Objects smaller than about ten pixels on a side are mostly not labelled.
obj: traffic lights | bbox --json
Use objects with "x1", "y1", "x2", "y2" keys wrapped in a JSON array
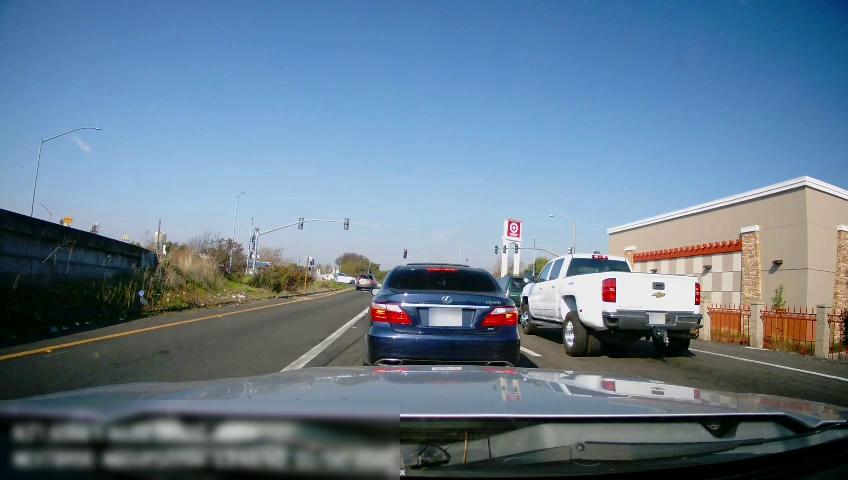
[
  {"x1": 343, "y1": 217, "x2": 350, "y2": 231},
  {"x1": 403, "y1": 248, "x2": 408, "y2": 260},
  {"x1": 494, "y1": 244, "x2": 499, "y2": 255},
  {"x1": 297, "y1": 217, "x2": 305, "y2": 230},
  {"x1": 502, "y1": 243, "x2": 507, "y2": 255},
  {"x1": 567, "y1": 247, "x2": 573, "y2": 261},
  {"x1": 513, "y1": 242, "x2": 519, "y2": 256}
]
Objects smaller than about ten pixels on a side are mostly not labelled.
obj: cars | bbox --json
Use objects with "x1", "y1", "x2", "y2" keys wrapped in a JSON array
[{"x1": 361, "y1": 262, "x2": 522, "y2": 367}]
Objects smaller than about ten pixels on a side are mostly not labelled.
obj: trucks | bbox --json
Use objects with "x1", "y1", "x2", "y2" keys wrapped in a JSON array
[
  {"x1": 519, "y1": 254, "x2": 705, "y2": 357},
  {"x1": 324, "y1": 273, "x2": 357, "y2": 285}
]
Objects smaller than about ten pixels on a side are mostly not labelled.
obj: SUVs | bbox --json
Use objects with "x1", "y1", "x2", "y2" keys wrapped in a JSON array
[
  {"x1": 497, "y1": 272, "x2": 537, "y2": 318},
  {"x1": 356, "y1": 274, "x2": 377, "y2": 291}
]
